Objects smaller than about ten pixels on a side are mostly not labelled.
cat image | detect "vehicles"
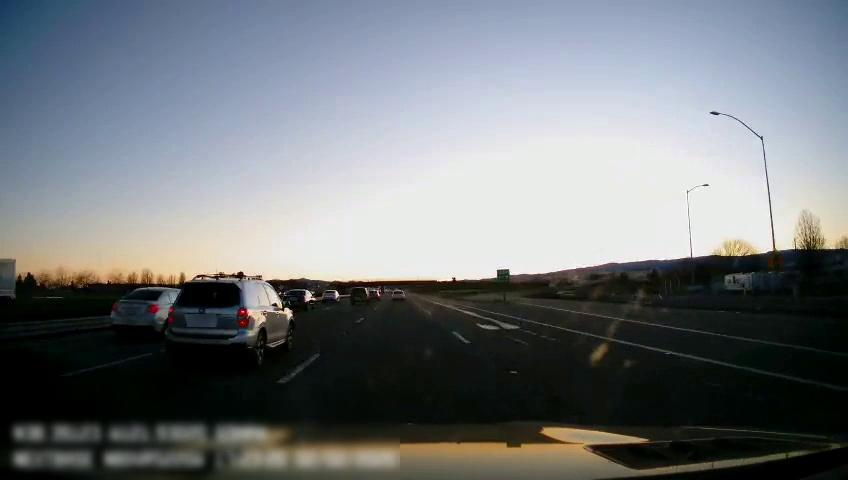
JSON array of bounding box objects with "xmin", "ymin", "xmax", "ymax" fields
[
  {"xmin": 349, "ymin": 288, "xmax": 370, "ymax": 305},
  {"xmin": 369, "ymin": 290, "xmax": 381, "ymax": 300},
  {"xmin": 111, "ymin": 287, "xmax": 183, "ymax": 342},
  {"xmin": 282, "ymin": 290, "xmax": 317, "ymax": 313},
  {"xmin": 167, "ymin": 278, "xmax": 295, "ymax": 370},
  {"xmin": 0, "ymin": 259, "xmax": 16, "ymax": 318},
  {"xmin": 322, "ymin": 290, "xmax": 340, "ymax": 304},
  {"xmin": 391, "ymin": 290, "xmax": 406, "ymax": 302}
]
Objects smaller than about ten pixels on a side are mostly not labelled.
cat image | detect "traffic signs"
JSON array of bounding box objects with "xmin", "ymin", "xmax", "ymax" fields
[{"xmin": 497, "ymin": 268, "xmax": 511, "ymax": 284}]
